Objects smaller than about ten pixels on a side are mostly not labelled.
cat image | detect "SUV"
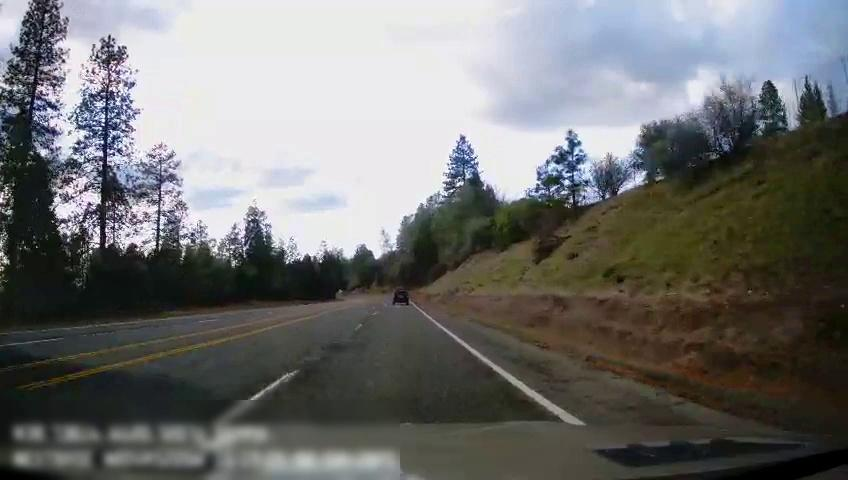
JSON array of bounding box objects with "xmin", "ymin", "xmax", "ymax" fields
[{"xmin": 392, "ymin": 290, "xmax": 410, "ymax": 306}]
